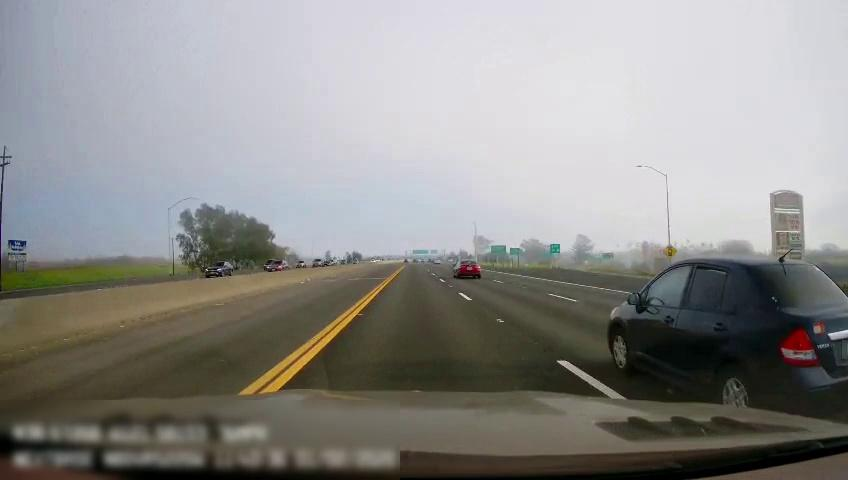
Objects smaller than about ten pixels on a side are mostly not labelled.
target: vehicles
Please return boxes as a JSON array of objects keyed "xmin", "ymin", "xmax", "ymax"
[
  {"xmin": 295, "ymin": 260, "xmax": 307, "ymax": 268},
  {"xmin": 606, "ymin": 254, "xmax": 848, "ymax": 418},
  {"xmin": 312, "ymin": 258, "xmax": 328, "ymax": 268},
  {"xmin": 267, "ymin": 259, "xmax": 290, "ymax": 272},
  {"xmin": 263, "ymin": 259, "xmax": 281, "ymax": 271},
  {"xmin": 205, "ymin": 260, "xmax": 235, "ymax": 278},
  {"xmin": 454, "ymin": 261, "xmax": 481, "ymax": 279}
]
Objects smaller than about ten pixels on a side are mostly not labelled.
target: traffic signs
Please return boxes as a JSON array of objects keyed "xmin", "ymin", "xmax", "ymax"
[
  {"xmin": 510, "ymin": 247, "xmax": 522, "ymax": 257},
  {"xmin": 549, "ymin": 243, "xmax": 560, "ymax": 255},
  {"xmin": 412, "ymin": 249, "xmax": 429, "ymax": 255},
  {"xmin": 663, "ymin": 244, "xmax": 677, "ymax": 259},
  {"xmin": 490, "ymin": 244, "xmax": 507, "ymax": 257},
  {"xmin": 601, "ymin": 252, "xmax": 614, "ymax": 260}
]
